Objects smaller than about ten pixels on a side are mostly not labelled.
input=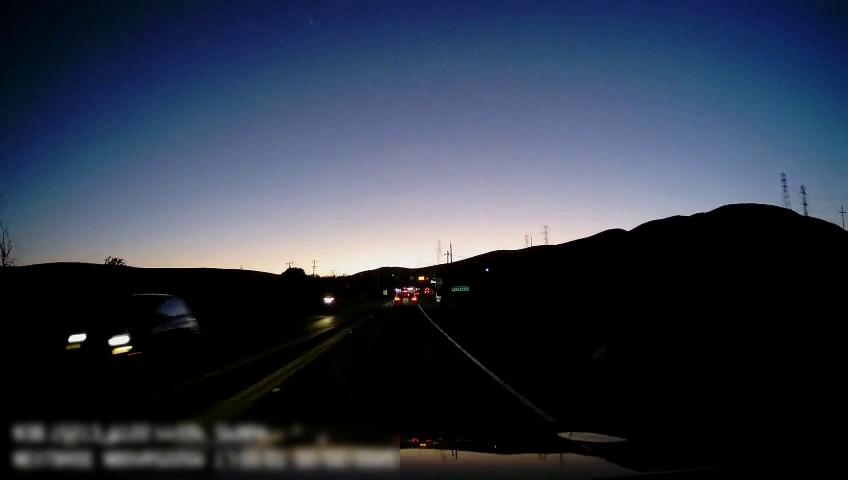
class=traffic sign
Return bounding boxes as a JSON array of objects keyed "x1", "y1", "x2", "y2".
[{"x1": 451, "y1": 285, "x2": 470, "y2": 292}]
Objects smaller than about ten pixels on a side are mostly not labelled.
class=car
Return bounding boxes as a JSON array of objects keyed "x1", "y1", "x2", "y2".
[{"x1": 394, "y1": 291, "x2": 418, "y2": 309}]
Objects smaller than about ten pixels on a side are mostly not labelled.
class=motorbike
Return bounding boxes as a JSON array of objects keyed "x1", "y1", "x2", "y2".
[{"x1": 322, "y1": 294, "x2": 335, "y2": 313}]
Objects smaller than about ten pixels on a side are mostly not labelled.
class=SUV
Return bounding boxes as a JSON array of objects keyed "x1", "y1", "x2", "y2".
[{"x1": 64, "y1": 291, "x2": 201, "y2": 367}]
